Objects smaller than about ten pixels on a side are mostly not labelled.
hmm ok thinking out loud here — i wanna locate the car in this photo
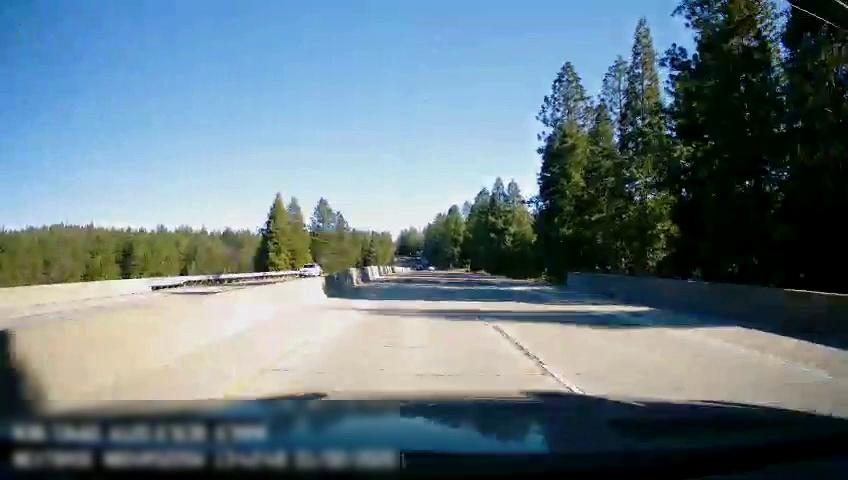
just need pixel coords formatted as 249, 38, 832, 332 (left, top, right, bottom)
295, 263, 323, 279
